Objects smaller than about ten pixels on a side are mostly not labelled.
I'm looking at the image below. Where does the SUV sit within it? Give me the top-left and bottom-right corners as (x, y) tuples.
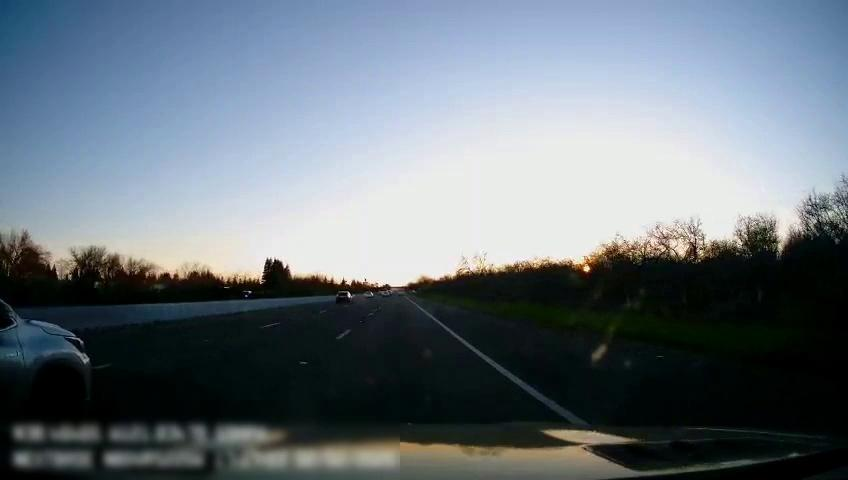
(0, 298), (93, 447)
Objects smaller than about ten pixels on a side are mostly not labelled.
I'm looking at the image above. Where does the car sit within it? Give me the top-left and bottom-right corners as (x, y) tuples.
(335, 290), (352, 304)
